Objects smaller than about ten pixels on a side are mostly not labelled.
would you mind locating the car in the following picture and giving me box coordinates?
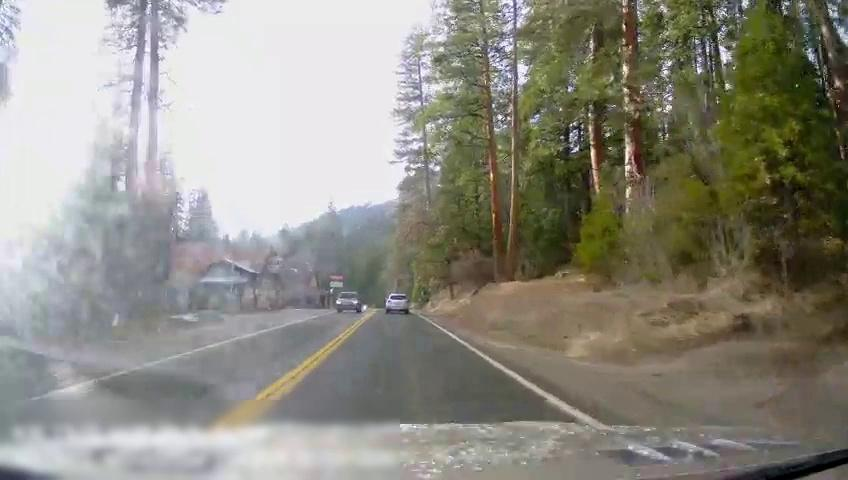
[384,292,411,315]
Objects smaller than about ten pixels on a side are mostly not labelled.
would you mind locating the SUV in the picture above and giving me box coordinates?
[336,291,362,314]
